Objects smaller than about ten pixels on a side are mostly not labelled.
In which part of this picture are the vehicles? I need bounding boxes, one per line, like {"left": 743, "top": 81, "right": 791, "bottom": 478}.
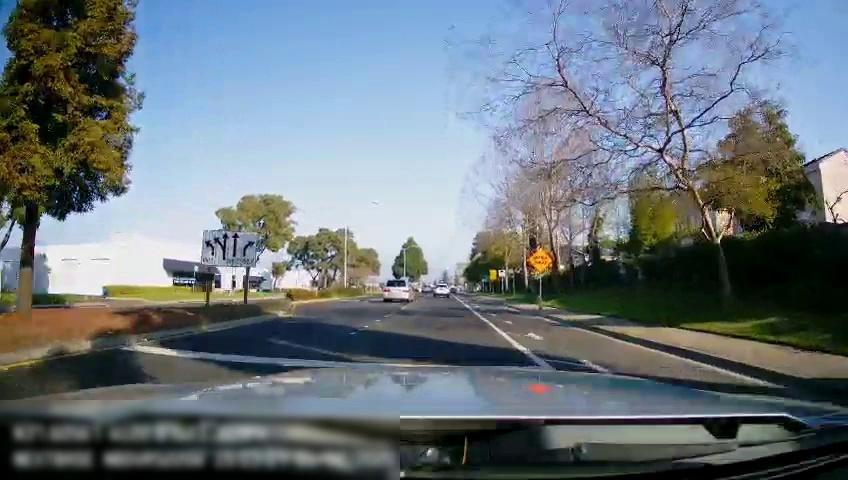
{"left": 382, "top": 279, "right": 415, "bottom": 303}
{"left": 422, "top": 284, "right": 433, "bottom": 294}
{"left": 432, "top": 283, "right": 450, "bottom": 297}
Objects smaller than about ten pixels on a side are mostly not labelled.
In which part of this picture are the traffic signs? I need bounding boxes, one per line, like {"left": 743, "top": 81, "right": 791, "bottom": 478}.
{"left": 199, "top": 228, "right": 258, "bottom": 268}
{"left": 527, "top": 247, "right": 554, "bottom": 274}
{"left": 489, "top": 269, "right": 498, "bottom": 281}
